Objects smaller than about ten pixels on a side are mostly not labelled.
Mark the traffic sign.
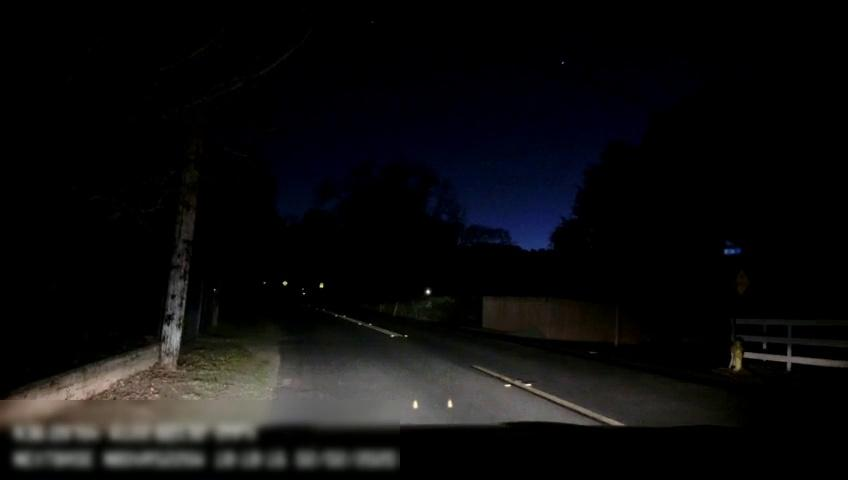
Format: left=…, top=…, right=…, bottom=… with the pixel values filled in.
left=733, top=268, right=750, bottom=296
